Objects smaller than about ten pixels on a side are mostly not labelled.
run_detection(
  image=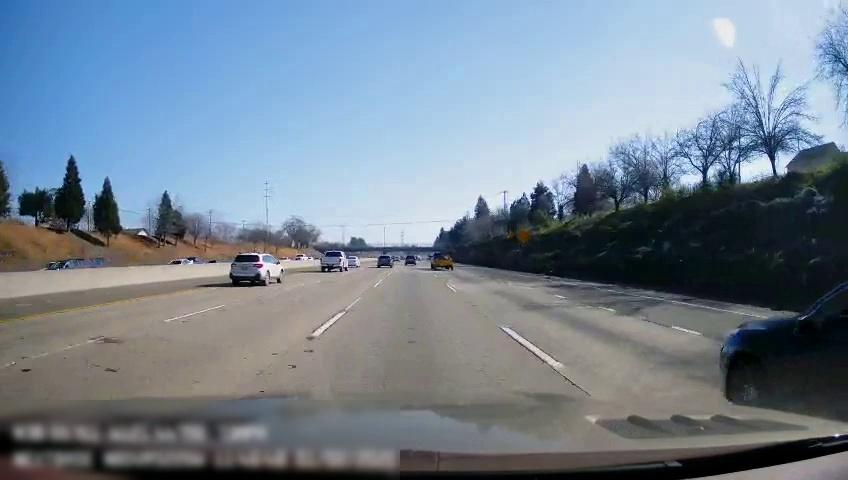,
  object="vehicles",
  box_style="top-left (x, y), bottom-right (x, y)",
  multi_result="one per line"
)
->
top-left (719, 281), bottom-right (848, 424)
top-left (186, 255), bottom-right (209, 265)
top-left (42, 262), bottom-right (65, 271)
top-left (348, 256), bottom-right (361, 269)
top-left (295, 254), bottom-right (313, 261)
top-left (229, 252), bottom-right (286, 288)
top-left (320, 250), bottom-right (349, 272)
top-left (430, 256), bottom-right (454, 271)
top-left (168, 258), bottom-right (194, 265)
top-left (61, 257), bottom-right (98, 270)
top-left (405, 255), bottom-right (418, 266)
top-left (376, 254), bottom-right (393, 269)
